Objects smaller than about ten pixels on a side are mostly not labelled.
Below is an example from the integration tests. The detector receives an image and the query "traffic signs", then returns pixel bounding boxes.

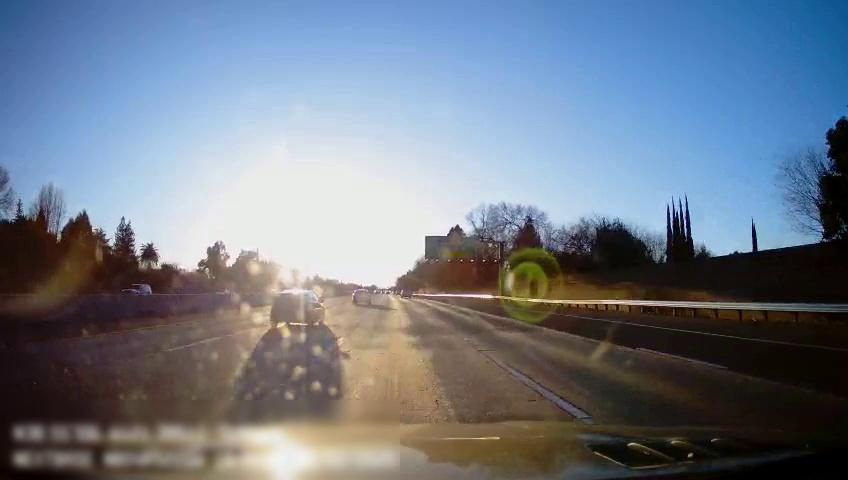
[424,235,478,258]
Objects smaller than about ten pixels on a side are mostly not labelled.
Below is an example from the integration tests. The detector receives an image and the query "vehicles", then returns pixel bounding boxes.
[351,288,372,306]
[399,288,411,299]
[268,288,327,330]
[214,287,231,295]
[119,283,152,295]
